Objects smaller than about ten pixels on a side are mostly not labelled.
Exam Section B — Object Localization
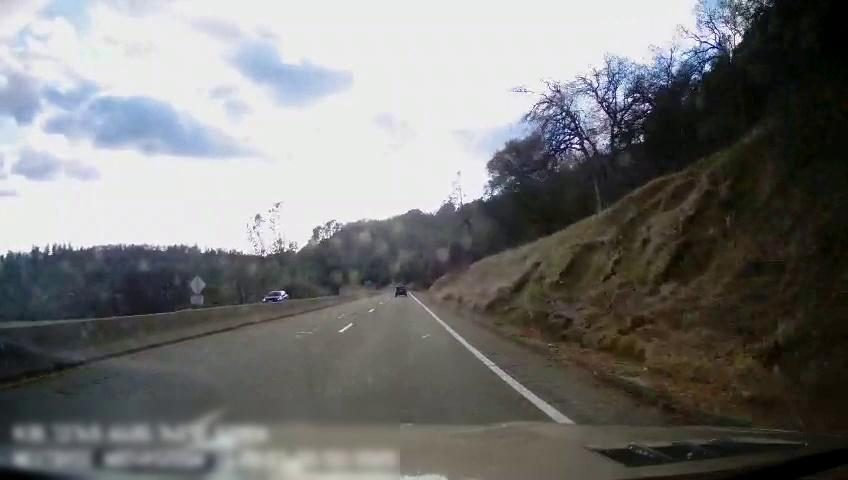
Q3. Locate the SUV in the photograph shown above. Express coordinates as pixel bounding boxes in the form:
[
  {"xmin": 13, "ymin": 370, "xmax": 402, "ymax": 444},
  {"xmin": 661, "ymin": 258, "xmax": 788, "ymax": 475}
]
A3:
[{"xmin": 395, "ymin": 284, "xmax": 408, "ymax": 297}]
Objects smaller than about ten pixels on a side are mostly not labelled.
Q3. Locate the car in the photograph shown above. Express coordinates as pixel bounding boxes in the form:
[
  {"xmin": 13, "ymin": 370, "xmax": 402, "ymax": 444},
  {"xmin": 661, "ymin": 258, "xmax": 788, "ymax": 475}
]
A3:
[{"xmin": 262, "ymin": 290, "xmax": 289, "ymax": 303}]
